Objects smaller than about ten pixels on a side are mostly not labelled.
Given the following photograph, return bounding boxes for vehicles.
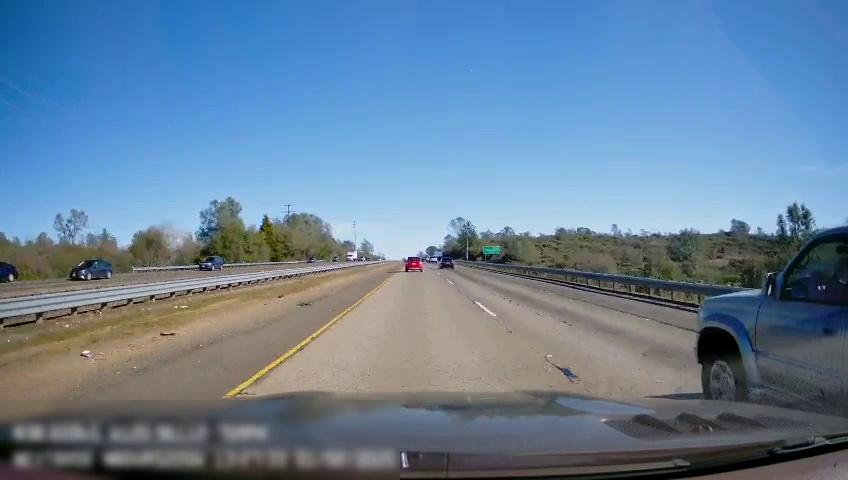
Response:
[346,252,358,263]
[198,256,224,272]
[427,256,439,264]
[69,259,113,282]
[438,256,455,270]
[403,255,424,273]
[691,225,848,417]
[0,260,19,284]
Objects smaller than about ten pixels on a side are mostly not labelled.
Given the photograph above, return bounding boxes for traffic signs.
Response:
[483,244,504,255]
